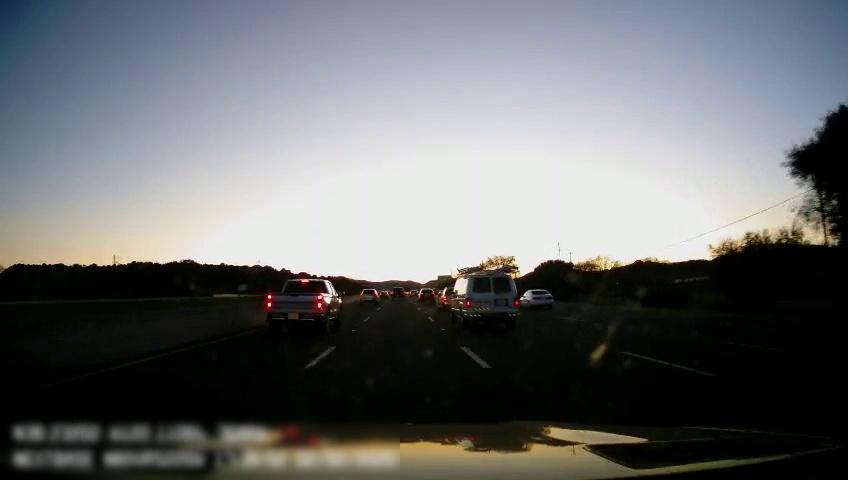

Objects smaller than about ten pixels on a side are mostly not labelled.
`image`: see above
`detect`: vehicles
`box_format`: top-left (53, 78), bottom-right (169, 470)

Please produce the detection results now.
top-left (440, 286), bottom-right (453, 309)
top-left (265, 278), bottom-right (346, 333)
top-left (450, 272), bottom-right (520, 324)
top-left (360, 288), bottom-right (381, 304)
top-left (391, 286), bottom-right (405, 299)
top-left (520, 289), bottom-right (555, 308)
top-left (417, 288), bottom-right (435, 302)
top-left (379, 290), bottom-right (389, 298)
